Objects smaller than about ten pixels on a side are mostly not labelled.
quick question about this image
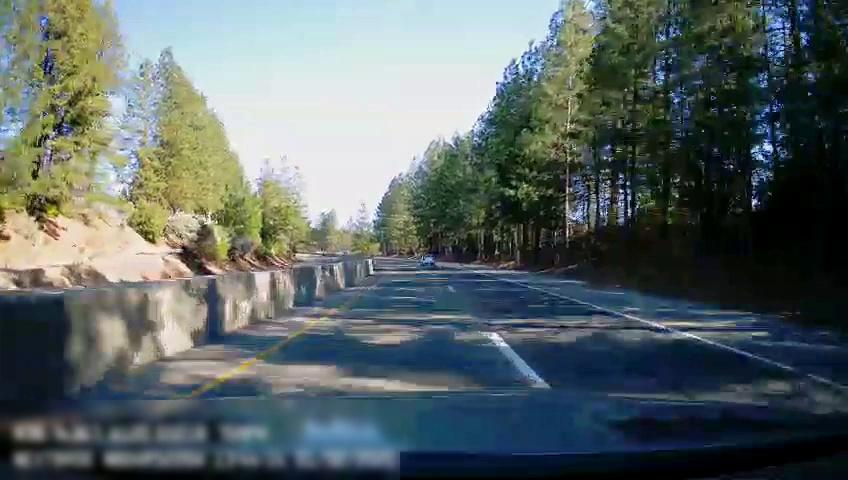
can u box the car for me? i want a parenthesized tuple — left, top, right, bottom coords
(419, 254, 436, 267)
